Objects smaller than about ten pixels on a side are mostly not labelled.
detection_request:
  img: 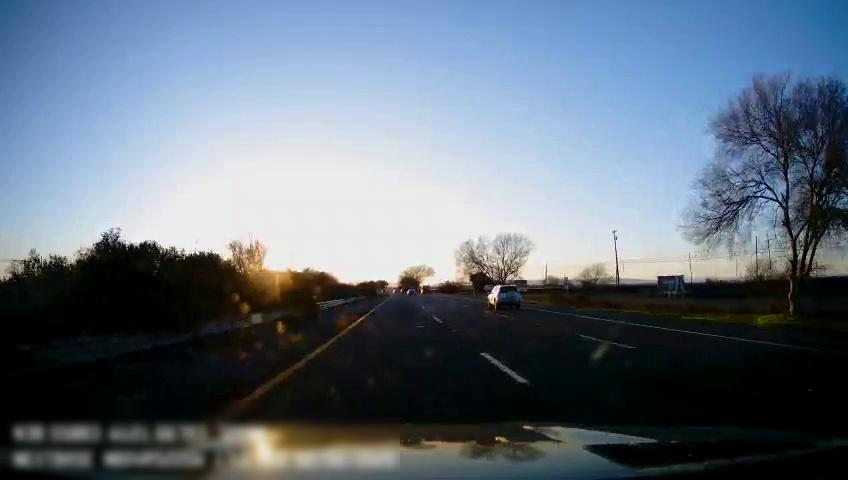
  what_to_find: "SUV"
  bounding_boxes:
[488,286,522,311]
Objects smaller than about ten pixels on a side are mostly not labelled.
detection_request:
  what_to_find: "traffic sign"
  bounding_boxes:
[656,274,685,294]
